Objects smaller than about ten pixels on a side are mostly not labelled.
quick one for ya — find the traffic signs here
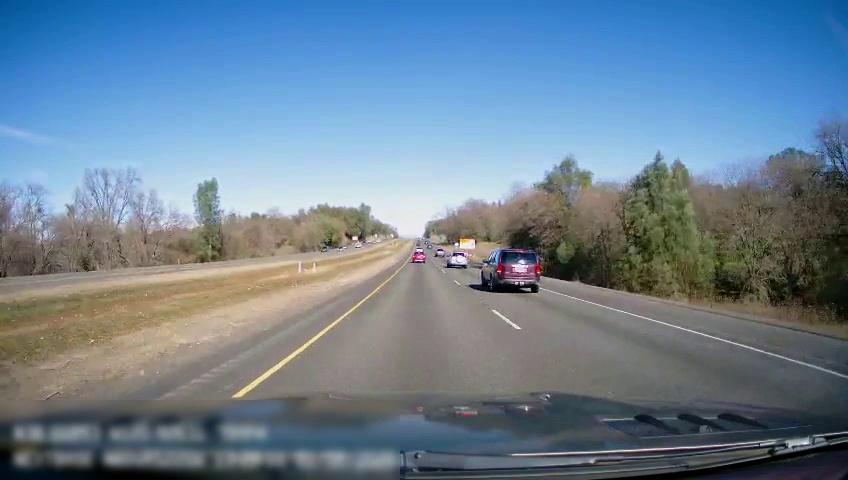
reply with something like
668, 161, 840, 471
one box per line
458, 239, 476, 249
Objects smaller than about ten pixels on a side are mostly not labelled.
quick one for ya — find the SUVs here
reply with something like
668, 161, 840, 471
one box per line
411, 250, 426, 263
479, 248, 543, 294
444, 251, 468, 269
